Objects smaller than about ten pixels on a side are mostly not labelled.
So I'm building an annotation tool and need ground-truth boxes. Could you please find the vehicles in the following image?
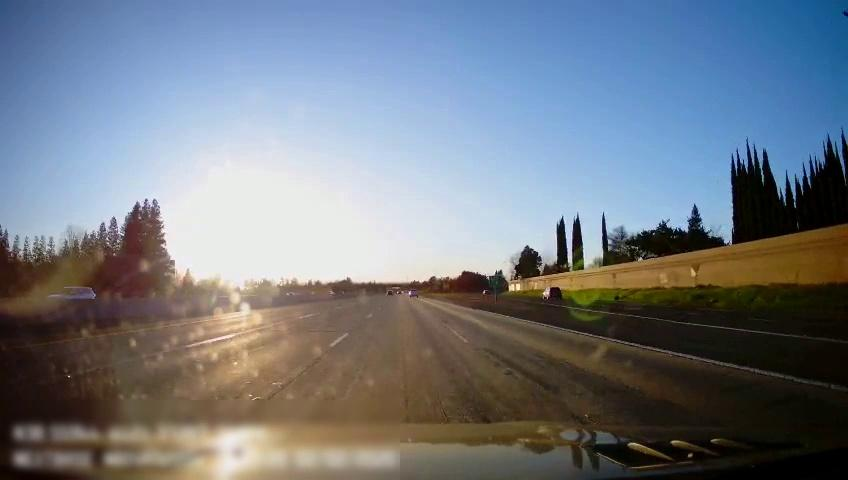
[386,289,396,297]
[408,289,419,299]
[541,287,561,300]
[46,286,98,300]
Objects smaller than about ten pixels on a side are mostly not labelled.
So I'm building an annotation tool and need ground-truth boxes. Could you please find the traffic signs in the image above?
[489,276,505,288]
